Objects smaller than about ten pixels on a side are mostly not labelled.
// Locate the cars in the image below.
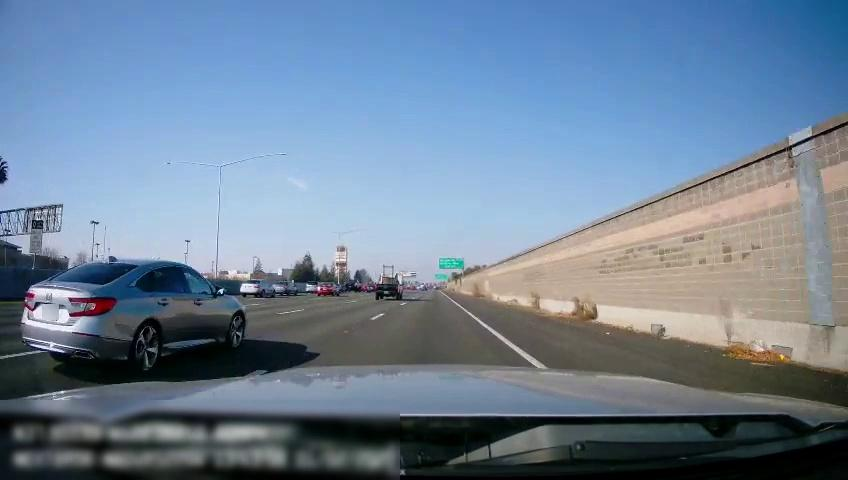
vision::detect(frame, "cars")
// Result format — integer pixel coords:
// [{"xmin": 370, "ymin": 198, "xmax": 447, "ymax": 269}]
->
[
  {"xmin": 272, "ymin": 281, "xmax": 297, "ymax": 297},
  {"xmin": 317, "ymin": 282, "xmax": 340, "ymax": 297},
  {"xmin": 305, "ymin": 281, "xmax": 321, "ymax": 295},
  {"xmin": 20, "ymin": 260, "xmax": 250, "ymax": 378},
  {"xmin": 239, "ymin": 278, "xmax": 276, "ymax": 299}
]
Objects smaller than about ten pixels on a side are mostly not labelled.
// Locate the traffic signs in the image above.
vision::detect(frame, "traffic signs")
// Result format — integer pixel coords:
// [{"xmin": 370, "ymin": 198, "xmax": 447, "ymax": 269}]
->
[
  {"xmin": 30, "ymin": 218, "xmax": 43, "ymax": 253},
  {"xmin": 438, "ymin": 256, "xmax": 464, "ymax": 269}
]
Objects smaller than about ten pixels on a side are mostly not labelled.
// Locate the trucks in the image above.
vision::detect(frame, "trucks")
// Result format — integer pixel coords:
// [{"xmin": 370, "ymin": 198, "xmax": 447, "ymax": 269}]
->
[{"xmin": 376, "ymin": 277, "xmax": 405, "ymax": 300}]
